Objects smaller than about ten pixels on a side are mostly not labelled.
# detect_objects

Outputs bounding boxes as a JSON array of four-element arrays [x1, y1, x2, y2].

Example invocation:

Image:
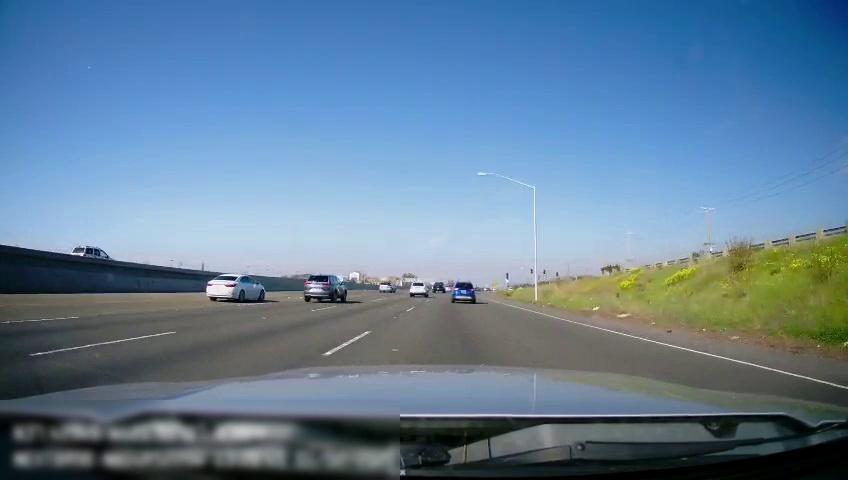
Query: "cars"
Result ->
[[205, 273, 266, 303]]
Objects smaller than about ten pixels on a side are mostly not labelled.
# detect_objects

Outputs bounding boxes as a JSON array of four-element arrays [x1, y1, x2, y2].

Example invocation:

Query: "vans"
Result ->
[[379, 282, 396, 294]]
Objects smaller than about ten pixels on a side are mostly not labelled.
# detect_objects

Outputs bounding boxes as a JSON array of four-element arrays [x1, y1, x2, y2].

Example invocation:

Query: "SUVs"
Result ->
[[68, 245, 115, 262], [450, 281, 477, 304], [303, 274, 347, 304], [432, 282, 446, 294], [409, 281, 429, 298]]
